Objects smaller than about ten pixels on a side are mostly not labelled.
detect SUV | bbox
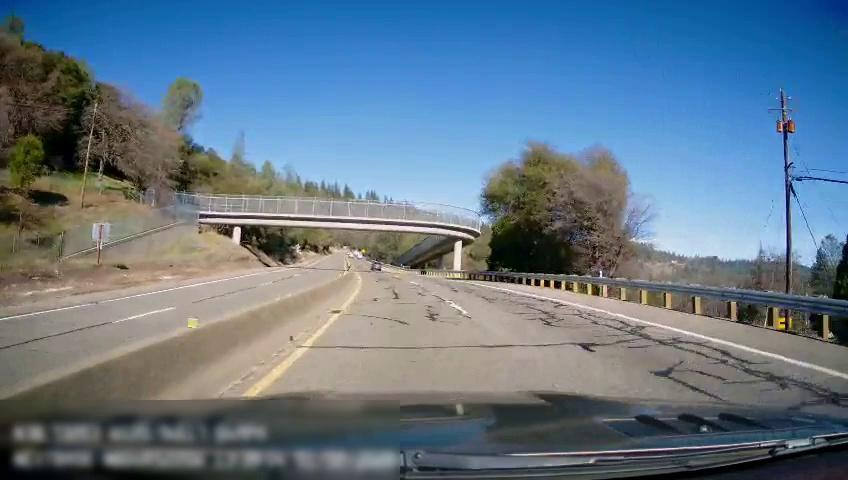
[370,260,382,271]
